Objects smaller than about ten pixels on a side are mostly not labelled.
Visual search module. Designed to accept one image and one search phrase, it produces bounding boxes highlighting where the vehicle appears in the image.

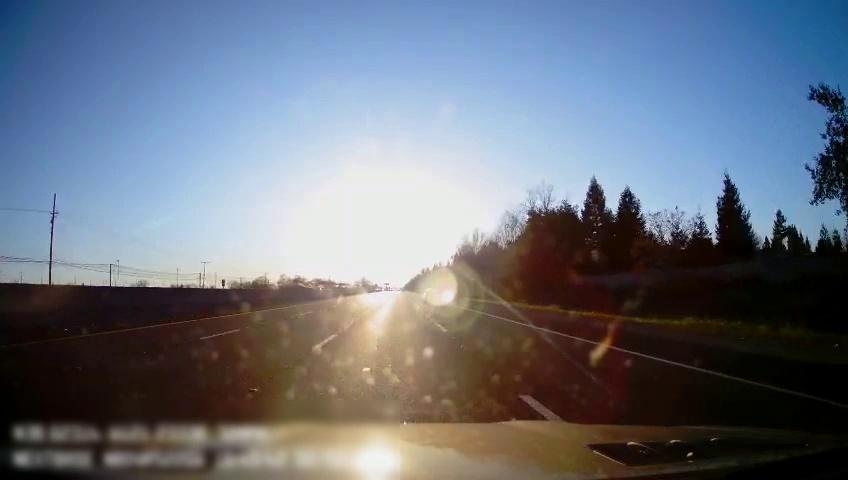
[423,289,439,302]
